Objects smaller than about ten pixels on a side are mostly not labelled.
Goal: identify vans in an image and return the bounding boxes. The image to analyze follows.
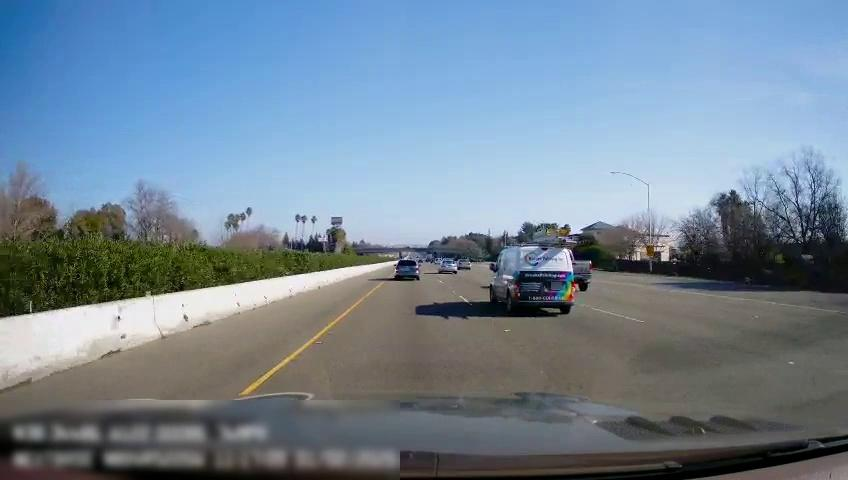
[487,245,577,316]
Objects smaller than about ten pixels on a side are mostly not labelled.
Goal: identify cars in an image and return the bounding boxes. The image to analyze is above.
[438,259,458,274]
[393,258,421,280]
[458,259,471,270]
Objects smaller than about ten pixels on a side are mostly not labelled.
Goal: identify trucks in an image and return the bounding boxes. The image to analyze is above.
[568,251,592,291]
